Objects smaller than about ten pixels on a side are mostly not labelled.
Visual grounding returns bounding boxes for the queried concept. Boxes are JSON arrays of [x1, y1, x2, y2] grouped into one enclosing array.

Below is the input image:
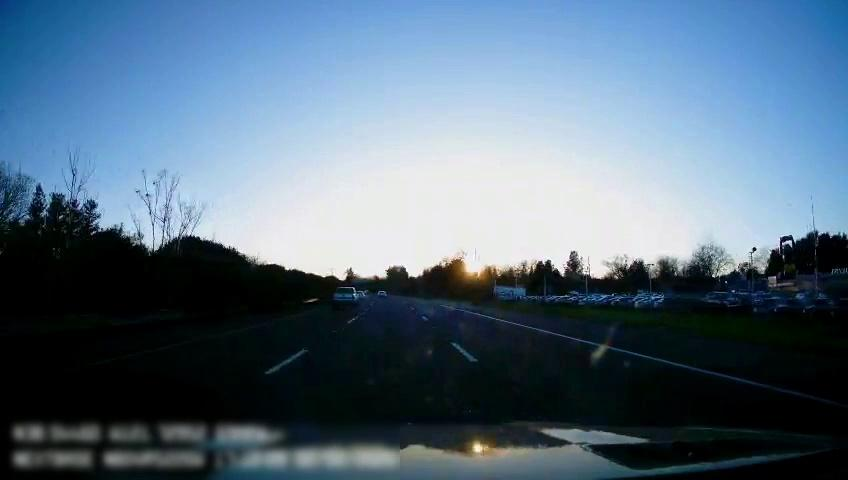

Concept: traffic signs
[[496, 287, 516, 295]]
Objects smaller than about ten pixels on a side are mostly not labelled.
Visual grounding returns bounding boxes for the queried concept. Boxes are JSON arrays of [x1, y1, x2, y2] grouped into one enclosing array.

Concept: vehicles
[[725, 293, 756, 312], [686, 295, 711, 311], [777, 292, 806, 313], [356, 291, 365, 298], [705, 294, 731, 311], [639, 295, 662, 310], [652, 296, 677, 309], [599, 295, 625, 305], [670, 296, 693, 311], [614, 295, 645, 306], [377, 291, 388, 299], [752, 292, 778, 312], [332, 287, 360, 310]]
